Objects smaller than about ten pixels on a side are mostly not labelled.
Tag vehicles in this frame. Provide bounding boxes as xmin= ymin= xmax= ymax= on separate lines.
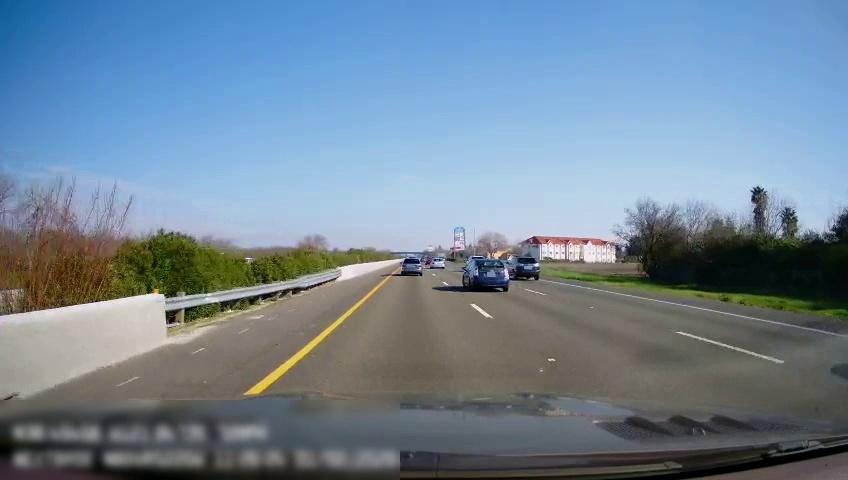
xmin=430 ymin=257 xmax=446 ymax=269
xmin=401 ymin=257 xmax=424 ymax=276
xmin=471 ymin=254 xmax=485 ymax=259
xmin=462 ymin=258 xmax=511 ymax=293
xmin=504 ymin=256 xmax=542 ymax=281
